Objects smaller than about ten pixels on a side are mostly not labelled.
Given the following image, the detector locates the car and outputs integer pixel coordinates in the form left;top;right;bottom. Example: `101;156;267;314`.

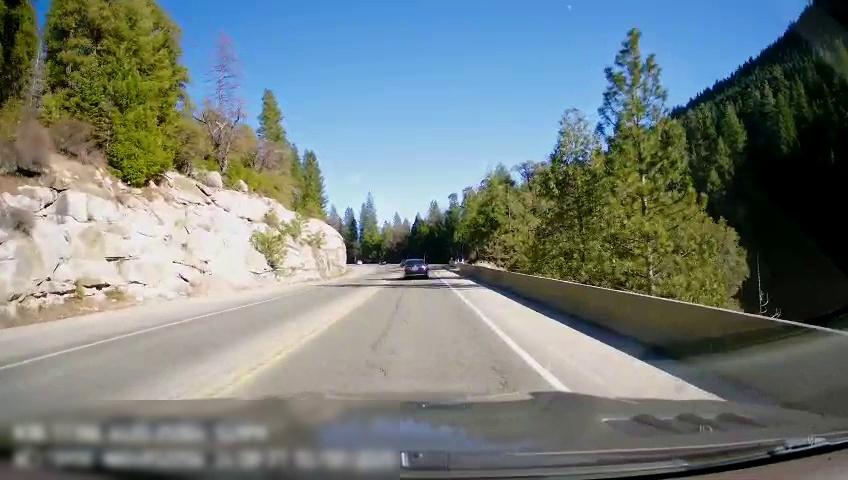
402;258;429;280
